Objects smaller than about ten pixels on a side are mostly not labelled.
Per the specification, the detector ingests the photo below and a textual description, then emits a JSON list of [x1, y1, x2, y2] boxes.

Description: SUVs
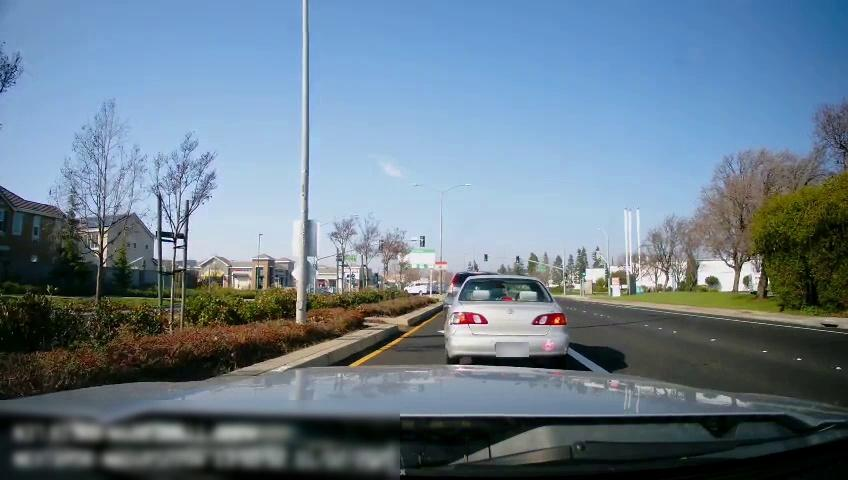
[[403, 281, 433, 295], [451, 272, 490, 288]]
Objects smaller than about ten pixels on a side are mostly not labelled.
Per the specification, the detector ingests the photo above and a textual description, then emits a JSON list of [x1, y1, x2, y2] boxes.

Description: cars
[[443, 275, 569, 362]]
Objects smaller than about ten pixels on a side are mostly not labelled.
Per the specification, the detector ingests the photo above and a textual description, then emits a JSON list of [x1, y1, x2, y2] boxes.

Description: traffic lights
[[377, 238, 383, 250], [418, 234, 424, 247]]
